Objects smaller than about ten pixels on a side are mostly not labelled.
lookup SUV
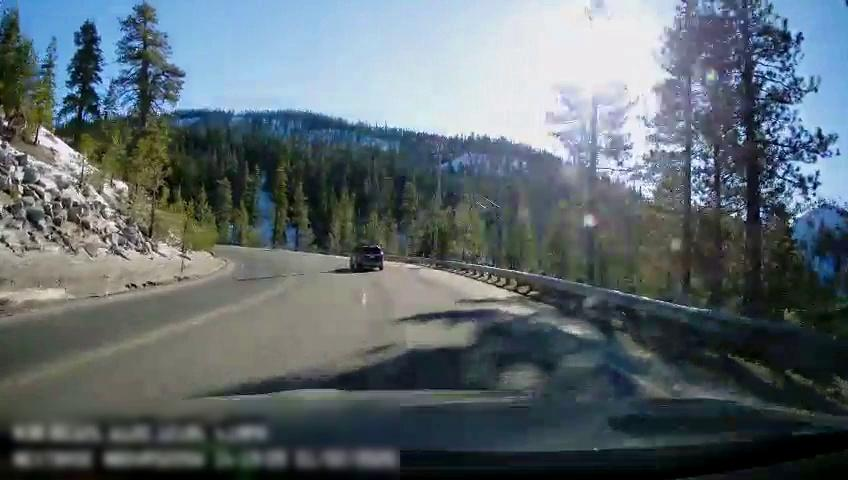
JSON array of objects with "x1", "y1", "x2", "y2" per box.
[{"x1": 350, "y1": 243, "x2": 384, "y2": 272}]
